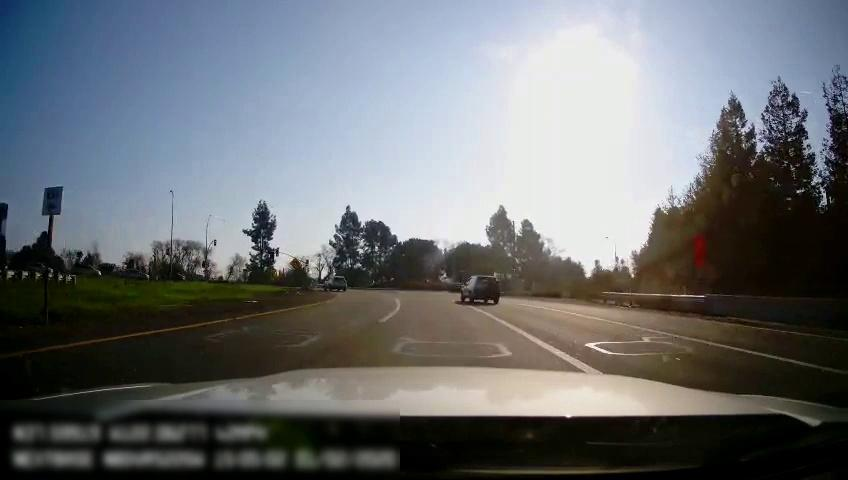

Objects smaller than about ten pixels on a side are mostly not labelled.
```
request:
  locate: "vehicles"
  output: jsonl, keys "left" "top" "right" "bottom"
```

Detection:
{"left": 459, "top": 274, "right": 501, "bottom": 305}
{"left": 174, "top": 272, "right": 186, "bottom": 281}
{"left": 322, "top": 275, "right": 347, "bottom": 291}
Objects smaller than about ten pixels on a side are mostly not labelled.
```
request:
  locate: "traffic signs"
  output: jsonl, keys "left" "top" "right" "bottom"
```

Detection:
{"left": 42, "top": 186, "right": 62, "bottom": 216}
{"left": 291, "top": 258, "right": 302, "bottom": 272}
